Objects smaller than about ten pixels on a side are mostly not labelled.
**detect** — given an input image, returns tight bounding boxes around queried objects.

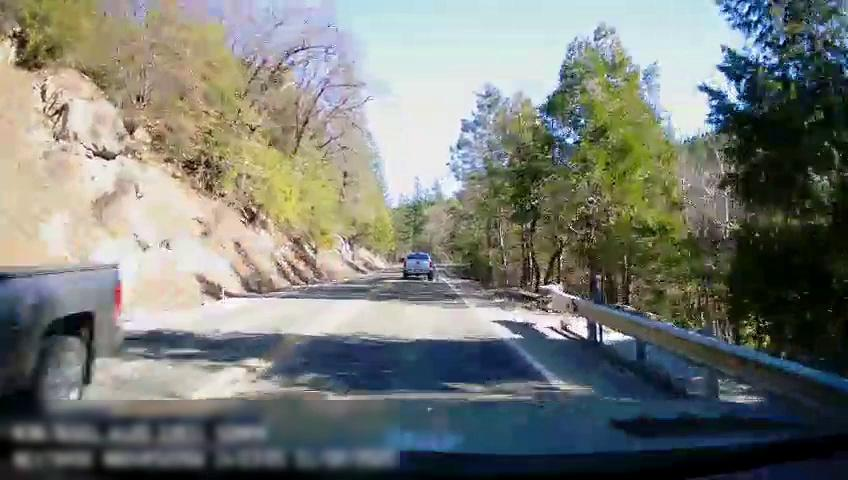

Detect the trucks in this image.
[0,262,123,417]
[399,252,434,280]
